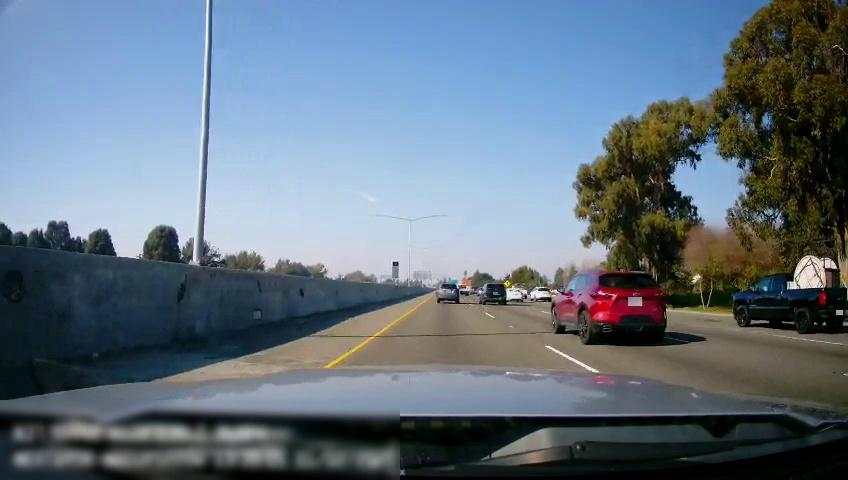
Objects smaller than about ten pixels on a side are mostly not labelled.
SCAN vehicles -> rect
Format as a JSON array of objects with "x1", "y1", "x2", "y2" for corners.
[
  {"x1": 548, "y1": 269, "x2": 668, "y2": 346},
  {"x1": 731, "y1": 253, "x2": 848, "y2": 335},
  {"x1": 436, "y1": 281, "x2": 460, "y2": 304},
  {"x1": 505, "y1": 287, "x2": 524, "y2": 303},
  {"x1": 529, "y1": 286, "x2": 553, "y2": 302},
  {"x1": 511, "y1": 283, "x2": 529, "y2": 300},
  {"x1": 458, "y1": 284, "x2": 471, "y2": 296},
  {"x1": 479, "y1": 282, "x2": 507, "y2": 306},
  {"x1": 461, "y1": 278, "x2": 472, "y2": 286}
]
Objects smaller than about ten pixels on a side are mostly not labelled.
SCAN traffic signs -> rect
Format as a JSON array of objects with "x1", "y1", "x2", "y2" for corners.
[{"x1": 391, "y1": 261, "x2": 400, "y2": 279}]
